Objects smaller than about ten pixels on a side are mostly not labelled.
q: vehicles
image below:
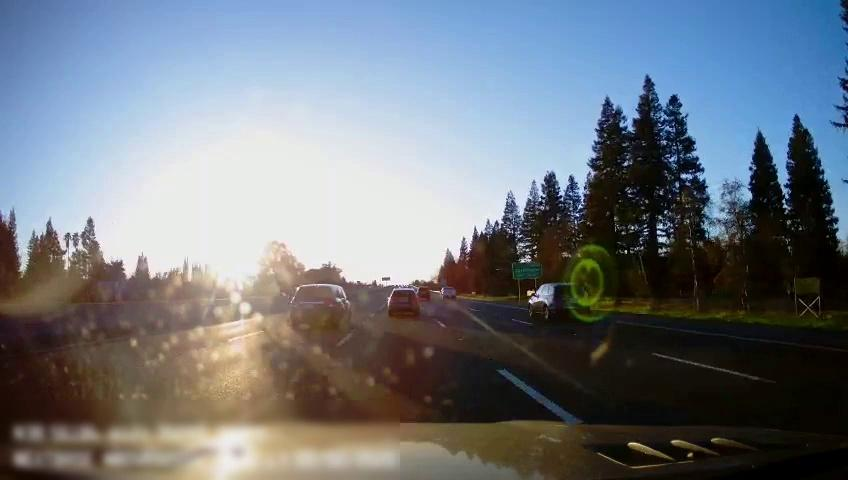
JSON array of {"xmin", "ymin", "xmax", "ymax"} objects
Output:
[
  {"xmin": 289, "ymin": 283, "xmax": 352, "ymax": 332},
  {"xmin": 526, "ymin": 282, "xmax": 595, "ymax": 323},
  {"xmin": 386, "ymin": 288, "xmax": 420, "ymax": 316},
  {"xmin": 417, "ymin": 288, "xmax": 431, "ymax": 301},
  {"xmin": 439, "ymin": 285, "xmax": 456, "ymax": 300}
]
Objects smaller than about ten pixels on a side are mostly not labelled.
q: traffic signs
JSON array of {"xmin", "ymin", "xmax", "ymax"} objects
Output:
[{"xmin": 512, "ymin": 262, "xmax": 542, "ymax": 279}]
